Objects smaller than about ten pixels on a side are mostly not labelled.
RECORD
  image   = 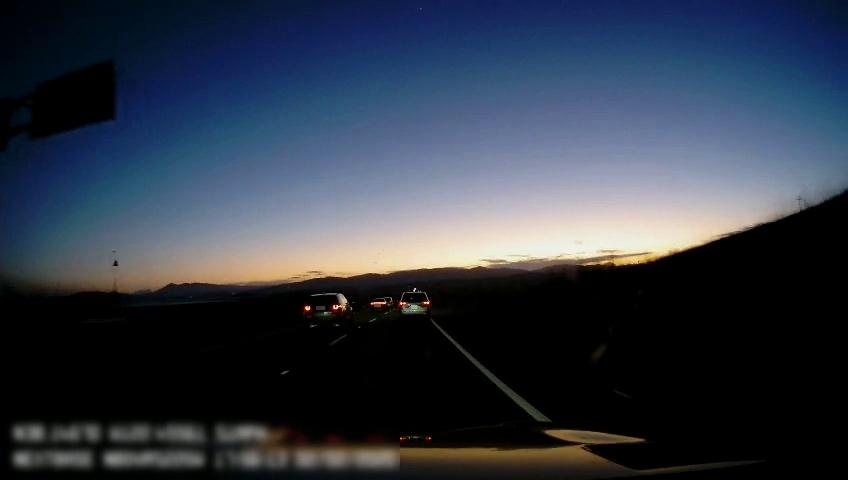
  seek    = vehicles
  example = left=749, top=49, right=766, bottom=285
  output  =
left=400, top=291, right=431, bottom=320
left=369, top=297, right=389, bottom=313
left=302, top=292, right=354, bottom=333
left=384, top=296, right=394, bottom=308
